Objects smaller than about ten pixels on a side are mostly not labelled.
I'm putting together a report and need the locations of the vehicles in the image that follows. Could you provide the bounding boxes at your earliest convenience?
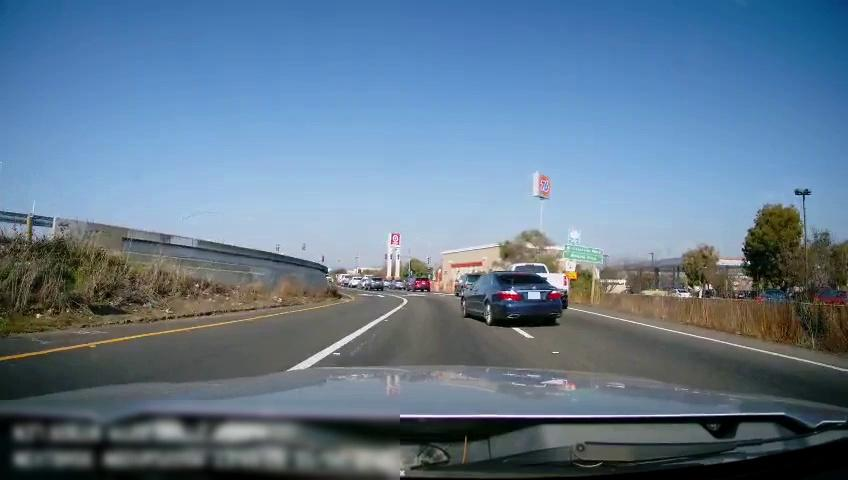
[343,276,353,287]
[348,276,362,288]
[512,263,570,310]
[365,276,385,292]
[461,271,563,326]
[390,279,406,290]
[357,278,367,289]
[454,274,480,297]
[406,277,431,292]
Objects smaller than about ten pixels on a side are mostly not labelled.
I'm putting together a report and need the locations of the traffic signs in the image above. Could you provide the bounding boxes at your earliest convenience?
[563,242,604,262]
